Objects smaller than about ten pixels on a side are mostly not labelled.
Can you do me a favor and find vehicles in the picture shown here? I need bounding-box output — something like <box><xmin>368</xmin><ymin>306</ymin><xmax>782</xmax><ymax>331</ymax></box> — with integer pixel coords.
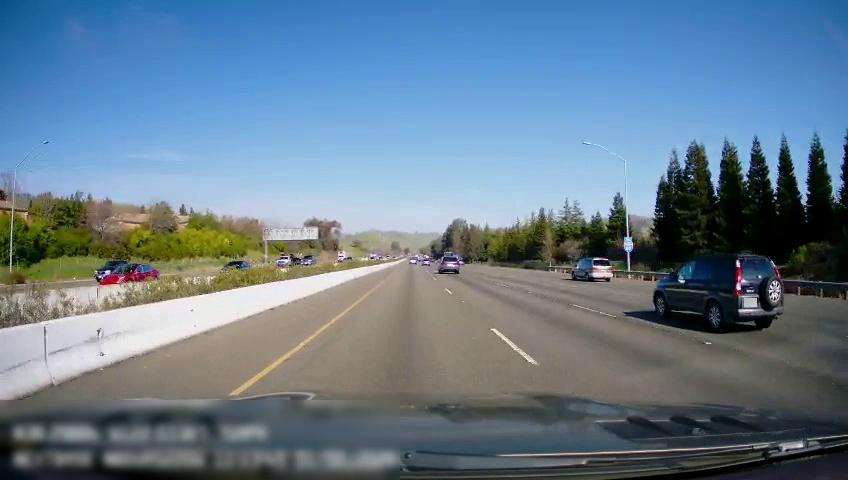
<box><xmin>438</xmin><ymin>254</ymin><xmax>460</xmax><ymax>274</ymax></box>
<box><xmin>219</xmin><ymin>260</ymin><xmax>253</xmax><ymax>273</ymax></box>
<box><xmin>443</xmin><ymin>251</ymin><xmax>455</xmax><ymax>259</ymax></box>
<box><xmin>651</xmin><ymin>252</ymin><xmax>786</xmax><ymax>332</ymax></box>
<box><xmin>570</xmin><ymin>256</ymin><xmax>614</xmax><ymax>283</ymax></box>
<box><xmin>275</xmin><ymin>254</ymin><xmax>302</xmax><ymax>268</ymax></box>
<box><xmin>94</xmin><ymin>260</ymin><xmax>129</xmax><ymax>284</ymax></box>
<box><xmin>299</xmin><ymin>255</ymin><xmax>316</xmax><ymax>266</ymax></box>
<box><xmin>98</xmin><ymin>263</ymin><xmax>161</xmax><ymax>288</ymax></box>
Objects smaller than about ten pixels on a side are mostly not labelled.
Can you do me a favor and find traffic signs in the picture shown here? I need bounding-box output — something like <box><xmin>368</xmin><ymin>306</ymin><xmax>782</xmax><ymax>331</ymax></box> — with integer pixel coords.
<box><xmin>623</xmin><ymin>236</ymin><xmax>635</xmax><ymax>252</ymax></box>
